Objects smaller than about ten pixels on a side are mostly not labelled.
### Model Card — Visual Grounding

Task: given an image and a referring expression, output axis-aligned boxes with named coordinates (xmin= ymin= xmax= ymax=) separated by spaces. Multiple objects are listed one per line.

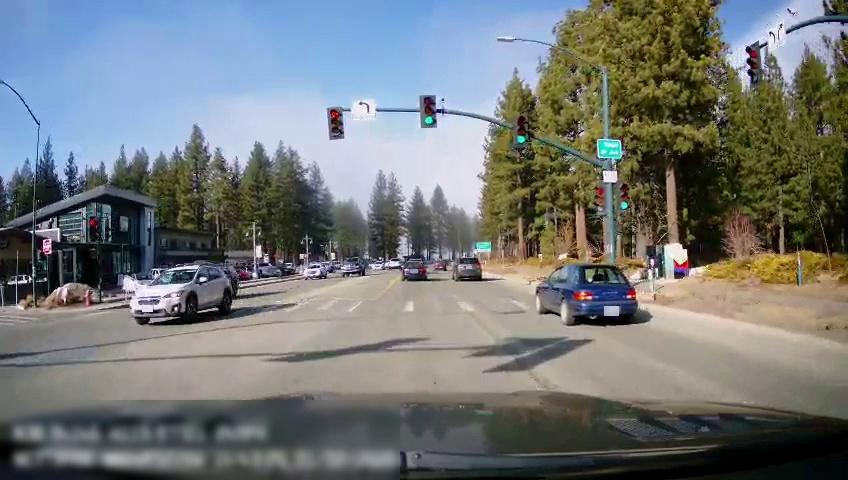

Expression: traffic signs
xmin=602 ymin=170 xmax=618 ymax=183
xmin=596 ymin=138 xmax=623 ymax=161
xmin=769 ymin=23 xmax=784 ymax=51
xmin=351 ymin=96 xmax=376 ymax=121
xmin=476 ymin=241 xmax=491 ymax=251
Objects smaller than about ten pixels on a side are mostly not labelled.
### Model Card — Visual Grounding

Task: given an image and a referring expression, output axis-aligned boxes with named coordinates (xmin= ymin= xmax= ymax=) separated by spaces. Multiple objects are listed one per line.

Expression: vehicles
xmin=453 ymin=257 xmax=483 ymax=282
xmin=372 ymin=260 xmax=385 ymax=271
xmin=223 ymin=269 xmax=239 ymax=298
xmin=340 ymin=258 xmax=366 ymax=276
xmin=279 ymin=261 xmax=296 ymax=277
xmin=304 ymin=262 xmax=327 ymax=280
xmin=122 ymin=274 xmax=153 ymax=296
xmin=152 ymin=268 xmax=172 ymax=281
xmin=129 ymin=265 xmax=233 ymax=325
xmin=432 ymin=260 xmax=448 ymax=273
xmin=386 ymin=257 xmax=401 ymax=270
xmin=256 ymin=263 xmax=277 ymax=280
xmin=401 ymin=259 xmax=428 ymax=282
xmin=230 ymin=266 xmax=250 ymax=282
xmin=534 ymin=262 xmax=639 ymax=325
